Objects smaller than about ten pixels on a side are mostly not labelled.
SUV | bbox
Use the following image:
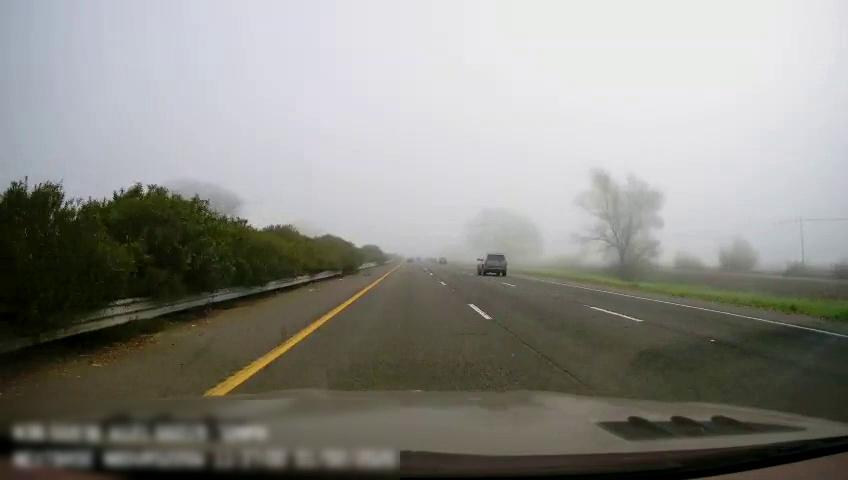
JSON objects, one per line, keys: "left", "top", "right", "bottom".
{"left": 477, "top": 253, "right": 507, "bottom": 277}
